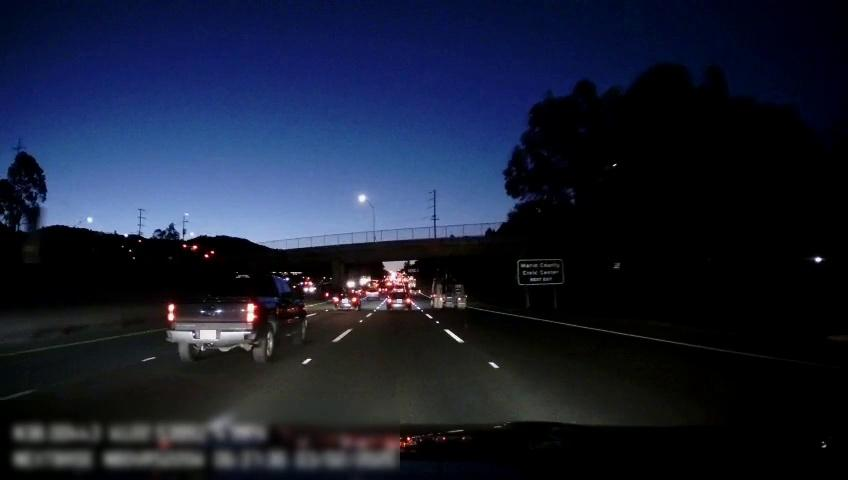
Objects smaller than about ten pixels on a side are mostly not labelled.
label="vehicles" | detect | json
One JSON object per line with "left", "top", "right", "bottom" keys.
{"left": 430, "top": 279, "right": 467, "bottom": 310}
{"left": 165, "top": 276, "right": 309, "bottom": 362}
{"left": 386, "top": 288, "right": 415, "bottom": 314}
{"left": 333, "top": 287, "right": 361, "bottom": 311}
{"left": 364, "top": 288, "right": 381, "bottom": 302}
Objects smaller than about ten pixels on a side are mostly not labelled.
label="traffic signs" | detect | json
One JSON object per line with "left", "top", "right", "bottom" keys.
{"left": 517, "top": 259, "right": 564, "bottom": 286}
